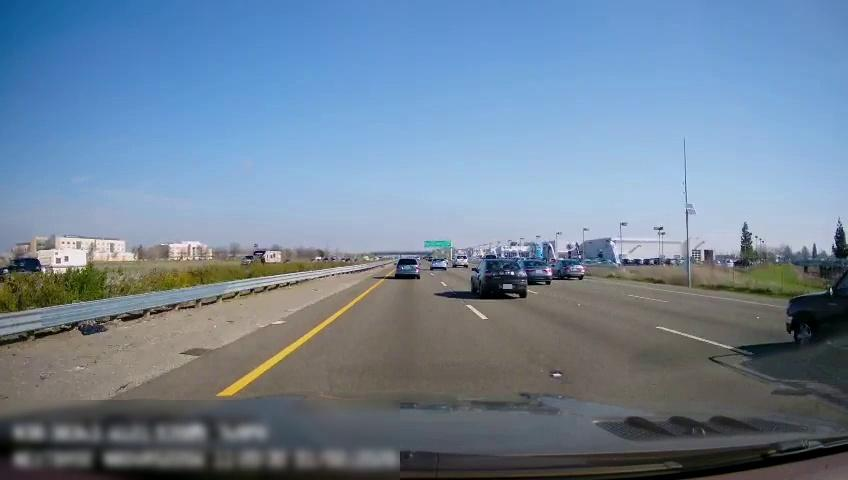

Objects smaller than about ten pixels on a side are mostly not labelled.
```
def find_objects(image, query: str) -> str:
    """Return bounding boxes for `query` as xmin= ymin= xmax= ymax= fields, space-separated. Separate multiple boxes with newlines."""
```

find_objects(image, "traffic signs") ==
xmin=423 ymin=239 xmax=453 ymax=249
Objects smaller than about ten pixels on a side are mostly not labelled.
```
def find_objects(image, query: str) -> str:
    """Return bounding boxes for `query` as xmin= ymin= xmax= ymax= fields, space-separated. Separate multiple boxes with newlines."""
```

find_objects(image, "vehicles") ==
xmin=394 ymin=258 xmax=420 ymax=280
xmin=430 ymin=257 xmax=448 ymax=271
xmin=451 ymin=254 xmax=469 ymax=268
xmin=516 ymin=260 xmax=553 ymax=286
xmin=784 ymin=268 xmax=848 ymax=349
xmin=470 ymin=258 xmax=528 ymax=299
xmin=240 ymin=250 xmax=282 ymax=267
xmin=482 ymin=254 xmax=497 ymax=259
xmin=550 ymin=259 xmax=585 ymax=281
xmin=0 ymin=247 xmax=88 ymax=284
